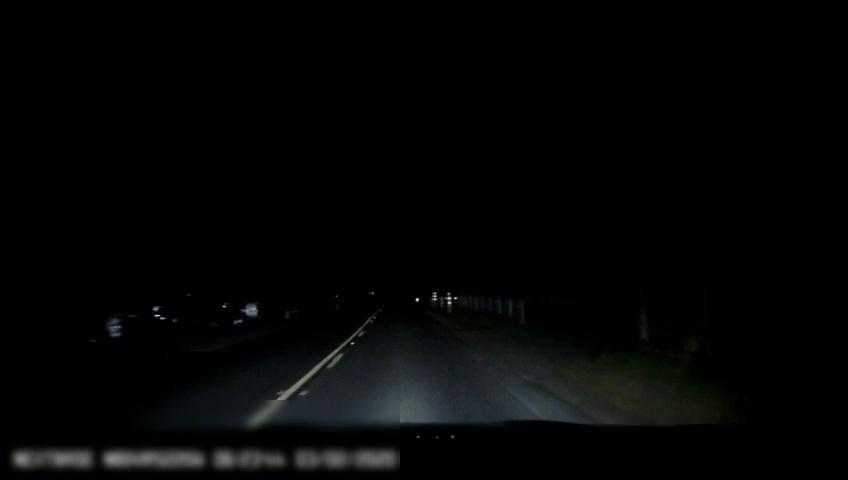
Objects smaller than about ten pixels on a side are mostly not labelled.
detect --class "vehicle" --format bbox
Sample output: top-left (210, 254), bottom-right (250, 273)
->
top-left (78, 311), bottom-right (126, 345)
